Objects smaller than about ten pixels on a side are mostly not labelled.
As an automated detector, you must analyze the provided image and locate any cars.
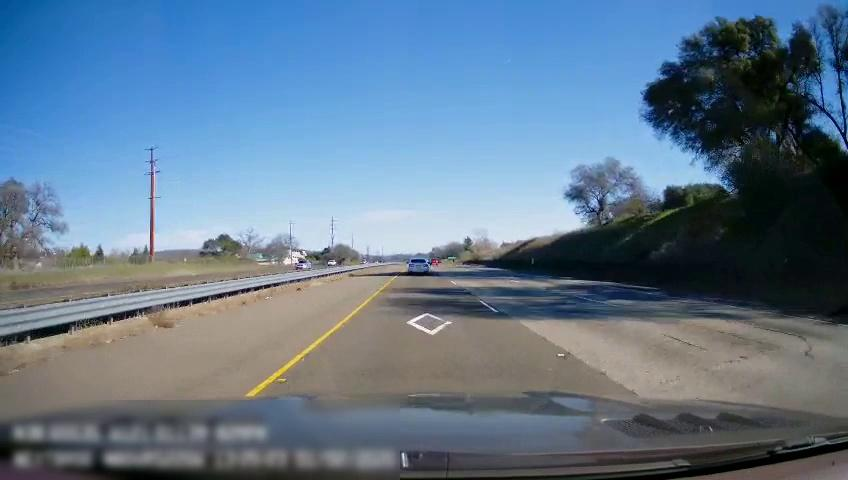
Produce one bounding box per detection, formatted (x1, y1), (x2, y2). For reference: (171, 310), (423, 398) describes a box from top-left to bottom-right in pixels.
(429, 257), (440, 265)
(405, 257), (430, 275)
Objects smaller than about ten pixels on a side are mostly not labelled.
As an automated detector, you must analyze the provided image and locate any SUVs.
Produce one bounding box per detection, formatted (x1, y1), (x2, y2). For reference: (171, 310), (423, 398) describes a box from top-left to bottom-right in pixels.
(295, 259), (313, 270)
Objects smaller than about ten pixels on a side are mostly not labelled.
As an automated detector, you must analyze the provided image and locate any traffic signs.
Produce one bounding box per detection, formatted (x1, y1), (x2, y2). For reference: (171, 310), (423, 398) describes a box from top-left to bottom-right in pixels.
(448, 256), (460, 261)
